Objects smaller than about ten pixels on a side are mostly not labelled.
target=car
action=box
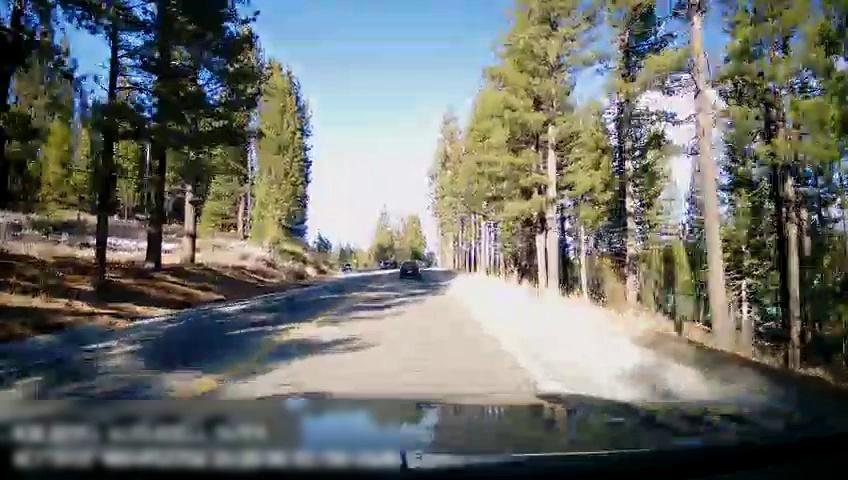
[400,262,420,279]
